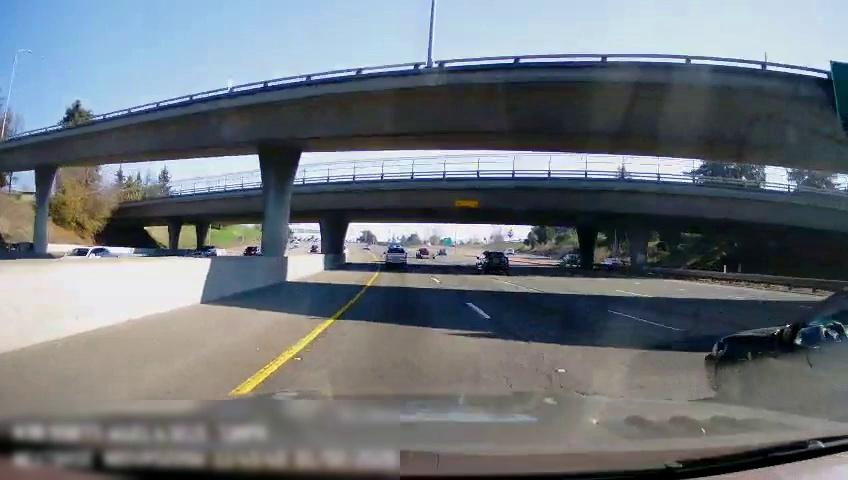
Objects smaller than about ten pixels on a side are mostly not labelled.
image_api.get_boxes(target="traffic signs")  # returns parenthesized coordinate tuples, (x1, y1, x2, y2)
(829, 60, 848, 131)
(442, 238, 453, 248)
(454, 200, 480, 208)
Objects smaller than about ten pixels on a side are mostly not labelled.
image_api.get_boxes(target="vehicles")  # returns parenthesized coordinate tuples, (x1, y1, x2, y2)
(702, 286, 848, 421)
(419, 250, 436, 260)
(383, 246, 408, 267)
(60, 246, 113, 260)
(475, 251, 510, 276)
(415, 248, 428, 259)
(559, 253, 582, 266)
(191, 245, 218, 257)
(600, 256, 625, 266)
